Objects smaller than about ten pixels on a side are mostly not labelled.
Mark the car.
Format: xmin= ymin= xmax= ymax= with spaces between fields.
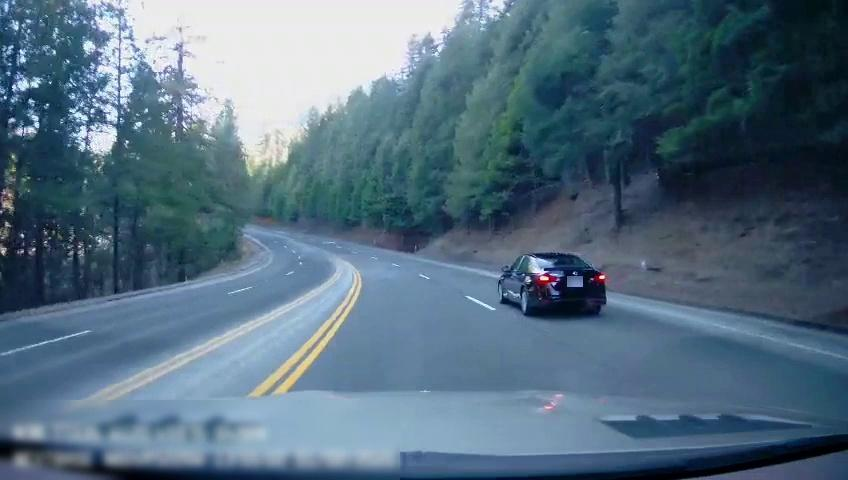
xmin=498 ymin=252 xmax=608 ymax=315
